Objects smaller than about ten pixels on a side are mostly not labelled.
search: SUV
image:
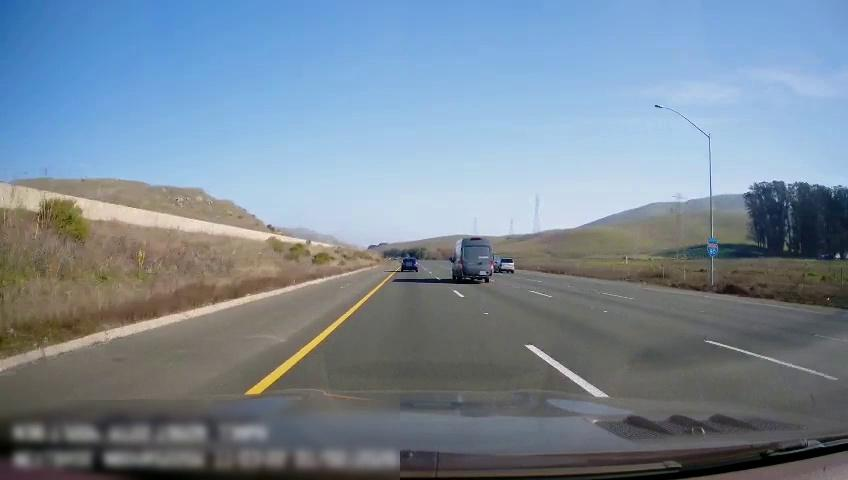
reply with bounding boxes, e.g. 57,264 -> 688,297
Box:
493,257 -> 516,273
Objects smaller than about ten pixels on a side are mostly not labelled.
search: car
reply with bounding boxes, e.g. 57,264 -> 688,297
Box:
401,257 -> 419,273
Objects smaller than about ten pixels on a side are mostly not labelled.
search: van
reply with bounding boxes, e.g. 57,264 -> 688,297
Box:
449,237 -> 494,283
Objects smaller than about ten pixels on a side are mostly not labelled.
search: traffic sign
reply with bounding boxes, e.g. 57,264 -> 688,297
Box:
706,237 -> 720,257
